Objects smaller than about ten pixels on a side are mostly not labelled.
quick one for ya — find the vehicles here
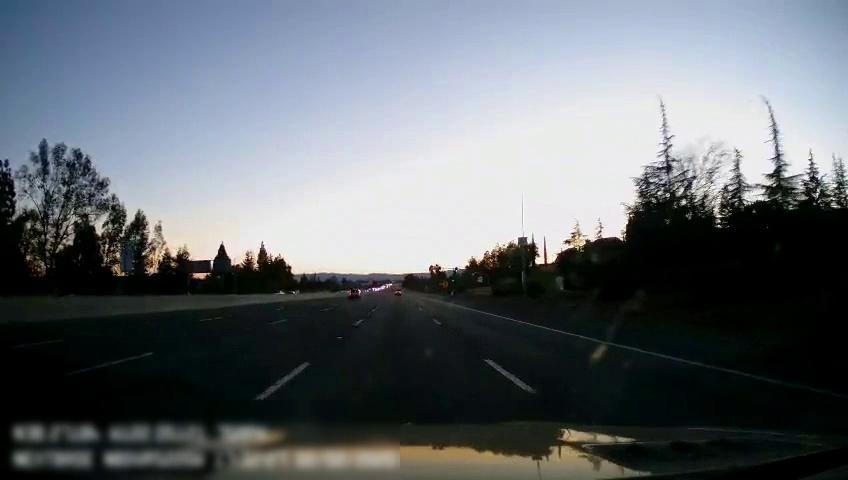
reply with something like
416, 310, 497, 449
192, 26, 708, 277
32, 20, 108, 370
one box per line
349, 288, 362, 300
272, 290, 285, 296
286, 291, 297, 296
